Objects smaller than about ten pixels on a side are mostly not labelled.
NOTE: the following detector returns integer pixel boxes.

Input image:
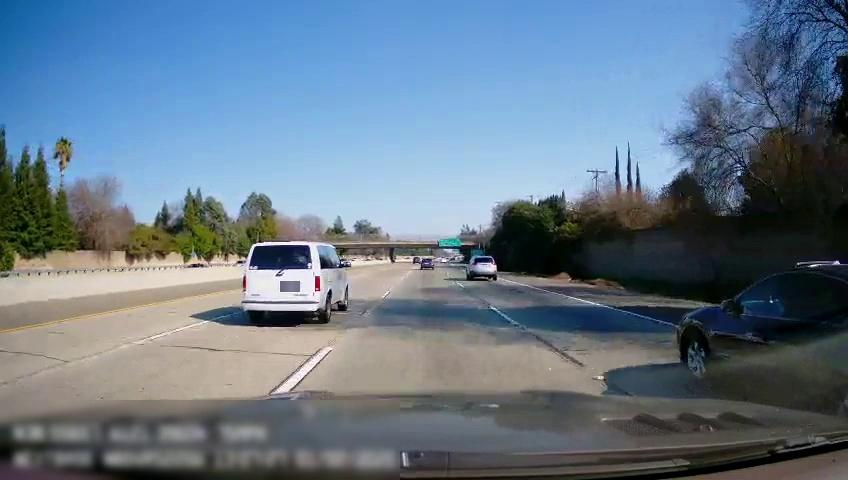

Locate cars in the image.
[676,262,848,416]
[420,257,436,270]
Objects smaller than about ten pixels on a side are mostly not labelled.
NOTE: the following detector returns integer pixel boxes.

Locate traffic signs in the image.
[438,238,461,247]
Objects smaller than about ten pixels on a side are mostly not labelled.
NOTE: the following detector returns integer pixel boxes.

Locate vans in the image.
[242,241,351,325]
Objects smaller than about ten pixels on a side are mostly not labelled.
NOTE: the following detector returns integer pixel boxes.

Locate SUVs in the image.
[465,255,498,281]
